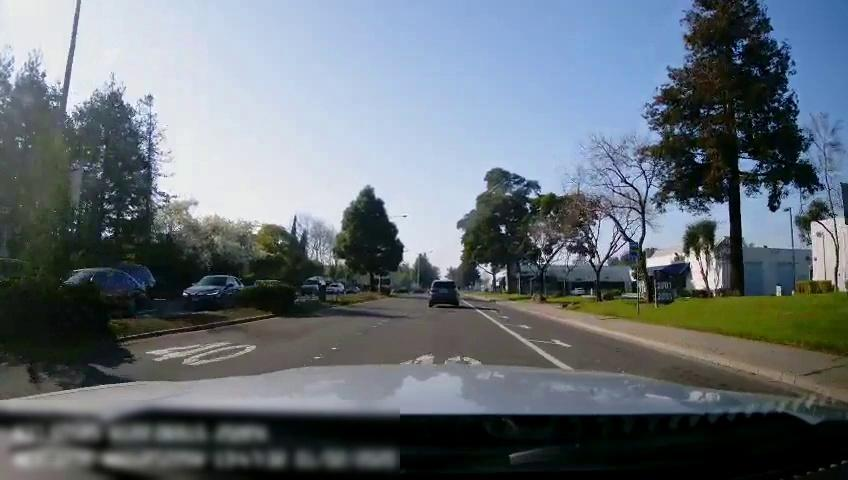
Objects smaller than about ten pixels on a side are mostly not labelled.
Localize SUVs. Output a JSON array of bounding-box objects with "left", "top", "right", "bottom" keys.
[
  {"left": 325, "top": 282, "right": 345, "bottom": 295},
  {"left": 427, "top": 280, "right": 462, "bottom": 308},
  {"left": 119, "top": 264, "right": 157, "bottom": 303}
]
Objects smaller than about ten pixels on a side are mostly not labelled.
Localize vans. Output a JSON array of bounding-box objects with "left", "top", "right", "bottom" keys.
[{"left": 299, "top": 275, "right": 326, "bottom": 296}]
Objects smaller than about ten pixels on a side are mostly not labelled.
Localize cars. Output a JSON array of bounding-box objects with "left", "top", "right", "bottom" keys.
[
  {"left": 570, "top": 287, "right": 586, "bottom": 296},
  {"left": 182, "top": 274, "right": 247, "bottom": 308},
  {"left": 63, "top": 268, "right": 150, "bottom": 320},
  {"left": 345, "top": 285, "right": 360, "bottom": 294}
]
